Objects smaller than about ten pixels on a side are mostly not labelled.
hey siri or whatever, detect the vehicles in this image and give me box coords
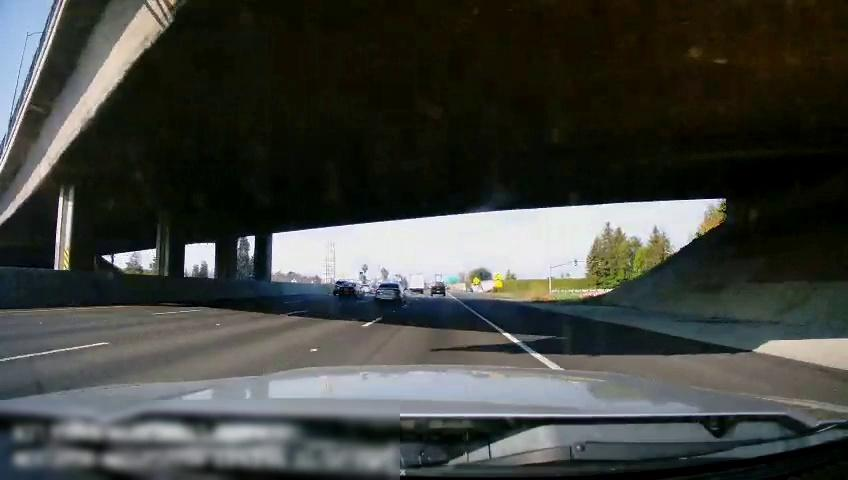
[338,281,364,299]
[374,282,408,305]
[430,282,446,296]
[361,283,378,296]
[408,272,425,294]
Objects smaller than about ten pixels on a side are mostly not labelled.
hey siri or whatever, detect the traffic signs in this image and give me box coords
[62,247,71,269]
